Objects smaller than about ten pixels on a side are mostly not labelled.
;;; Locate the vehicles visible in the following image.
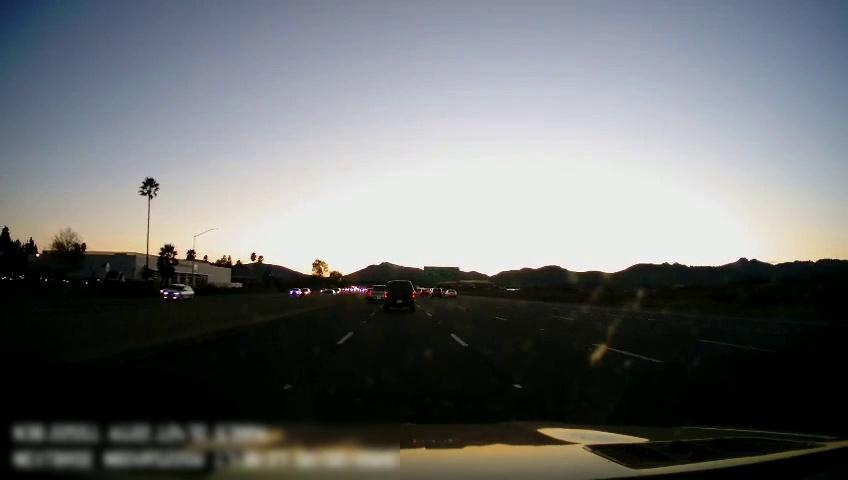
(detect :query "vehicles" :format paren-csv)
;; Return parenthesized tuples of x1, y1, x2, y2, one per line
(429, 287, 443, 299)
(299, 286, 312, 295)
(159, 283, 195, 301)
(370, 284, 384, 303)
(383, 279, 417, 310)
(444, 289, 457, 299)
(289, 287, 302, 296)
